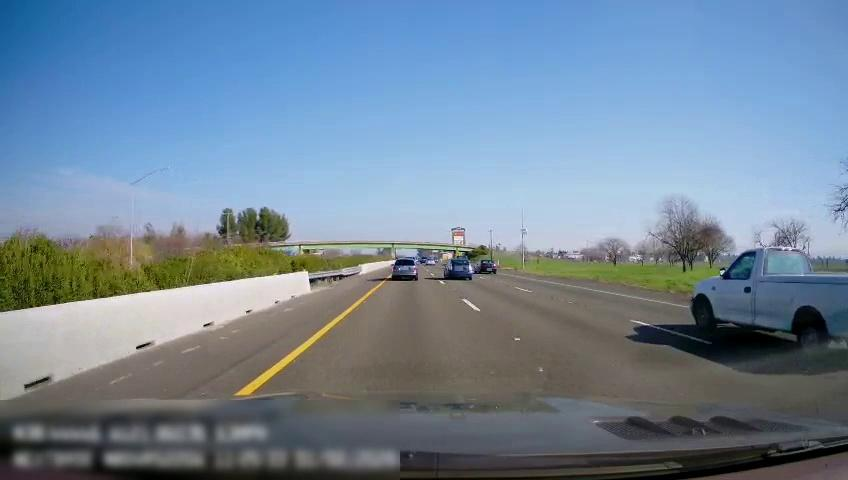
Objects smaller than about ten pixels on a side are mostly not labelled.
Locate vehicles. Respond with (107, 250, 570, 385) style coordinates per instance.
(418, 256, 429, 265)
(389, 257, 420, 282)
(690, 246, 848, 363)
(473, 260, 498, 275)
(443, 258, 474, 281)
(424, 256, 437, 266)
